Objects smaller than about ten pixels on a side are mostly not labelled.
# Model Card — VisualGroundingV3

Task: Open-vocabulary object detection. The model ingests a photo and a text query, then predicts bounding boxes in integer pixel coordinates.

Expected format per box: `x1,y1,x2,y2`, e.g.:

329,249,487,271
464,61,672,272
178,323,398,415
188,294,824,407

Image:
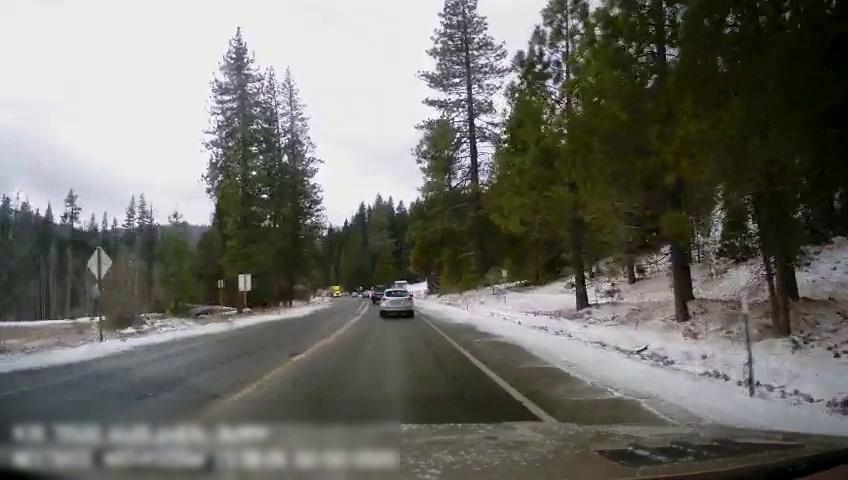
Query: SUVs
379,288,414,318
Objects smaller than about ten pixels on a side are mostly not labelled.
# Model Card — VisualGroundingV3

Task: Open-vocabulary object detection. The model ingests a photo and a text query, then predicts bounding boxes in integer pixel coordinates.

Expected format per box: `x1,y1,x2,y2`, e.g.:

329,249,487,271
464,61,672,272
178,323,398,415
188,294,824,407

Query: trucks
372,286,392,304
329,286,341,298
